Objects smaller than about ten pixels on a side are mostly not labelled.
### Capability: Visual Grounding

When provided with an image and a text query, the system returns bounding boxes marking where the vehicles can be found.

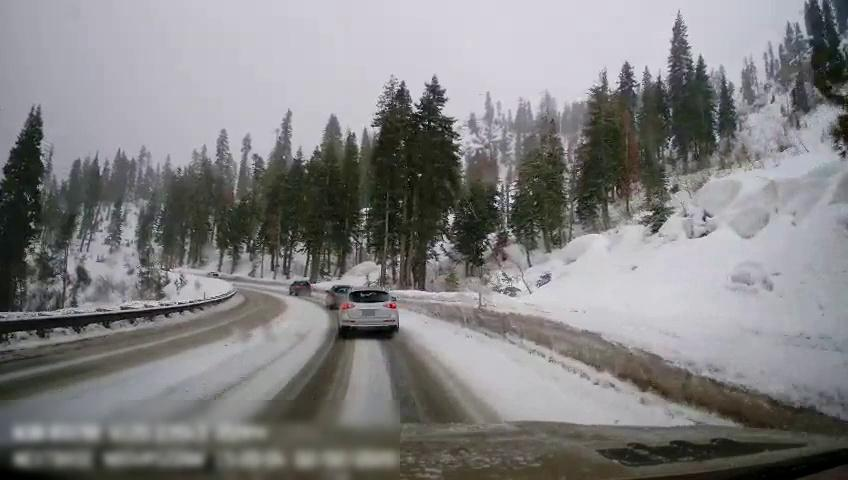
[337,288,400,342]
[289,279,312,296]
[206,271,218,279]
[324,284,350,311]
